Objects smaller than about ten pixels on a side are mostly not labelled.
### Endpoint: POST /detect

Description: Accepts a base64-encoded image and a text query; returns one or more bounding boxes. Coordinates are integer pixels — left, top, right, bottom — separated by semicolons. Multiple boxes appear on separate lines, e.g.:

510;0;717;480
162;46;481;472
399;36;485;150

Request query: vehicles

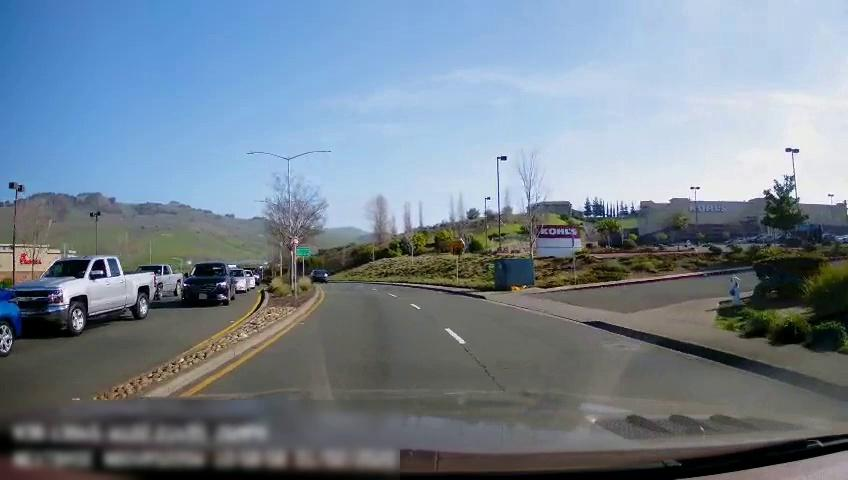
8;255;157;336
134;263;185;301
181;261;237;307
310;270;330;284
243;267;262;287
242;269;257;289
228;269;251;293
0;285;23;357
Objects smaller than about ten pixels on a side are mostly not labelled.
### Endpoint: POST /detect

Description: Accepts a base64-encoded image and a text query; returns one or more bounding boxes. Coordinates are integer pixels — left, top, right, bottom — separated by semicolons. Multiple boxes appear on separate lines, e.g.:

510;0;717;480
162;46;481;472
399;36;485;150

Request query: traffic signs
294;242;313;258
451;239;466;256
